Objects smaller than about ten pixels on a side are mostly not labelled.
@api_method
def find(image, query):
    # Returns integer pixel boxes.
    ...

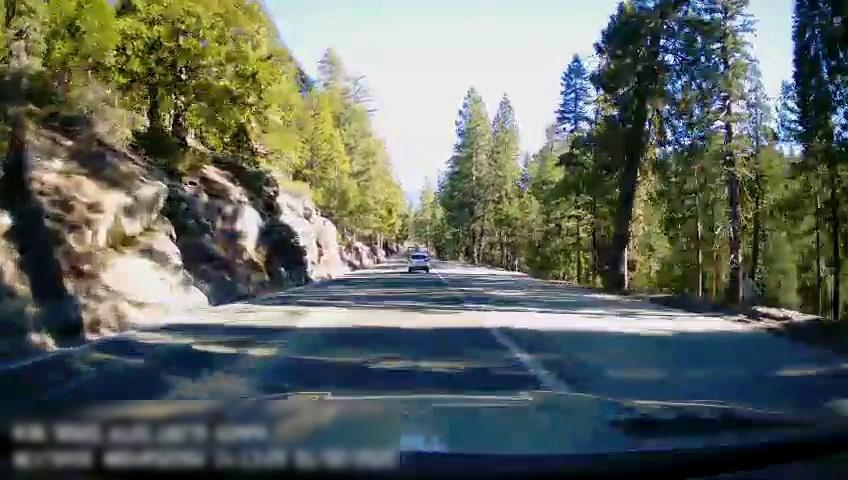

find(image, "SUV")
[407,252,431,273]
